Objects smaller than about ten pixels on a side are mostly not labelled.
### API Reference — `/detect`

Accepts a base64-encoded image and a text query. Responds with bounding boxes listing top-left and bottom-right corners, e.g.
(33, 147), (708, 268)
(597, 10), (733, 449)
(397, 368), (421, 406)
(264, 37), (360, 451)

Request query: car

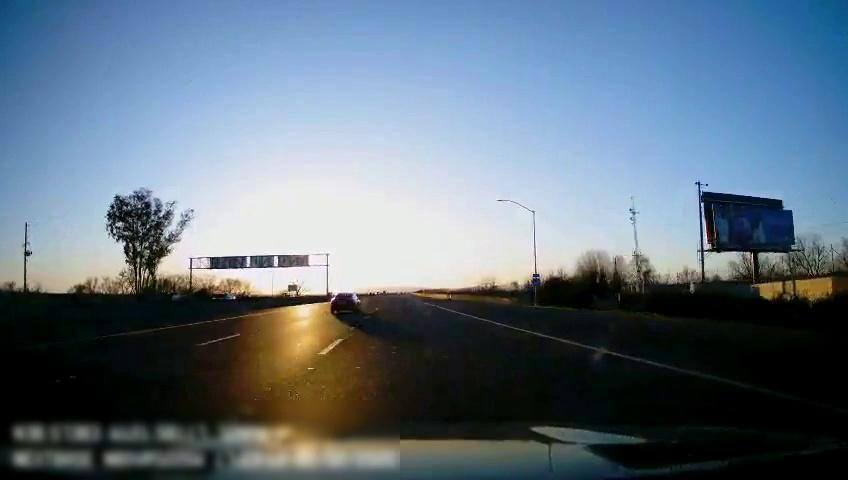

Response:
(330, 292), (361, 314)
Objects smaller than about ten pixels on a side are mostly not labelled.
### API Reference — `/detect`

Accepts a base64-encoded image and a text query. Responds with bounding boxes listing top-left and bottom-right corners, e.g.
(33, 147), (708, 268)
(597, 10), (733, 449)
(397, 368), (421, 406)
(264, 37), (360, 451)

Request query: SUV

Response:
(210, 293), (236, 302)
